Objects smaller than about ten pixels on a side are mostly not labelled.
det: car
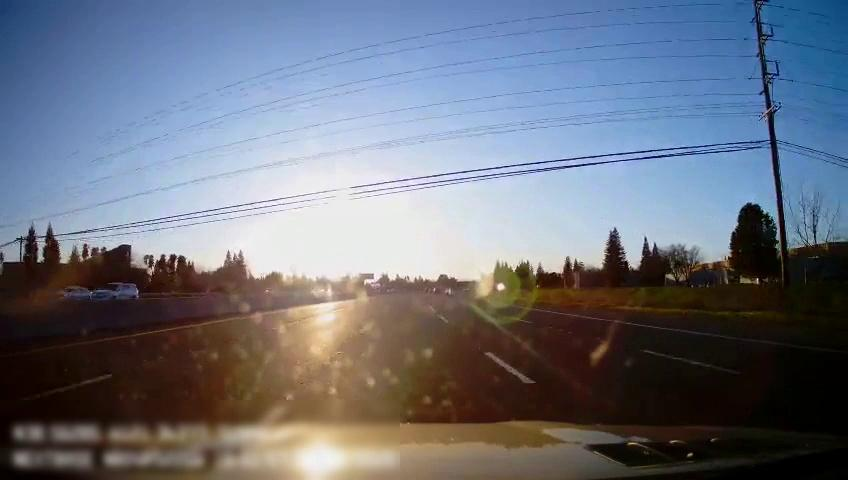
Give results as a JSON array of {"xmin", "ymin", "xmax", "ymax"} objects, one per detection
[{"xmin": 53, "ymin": 286, "xmax": 92, "ymax": 302}]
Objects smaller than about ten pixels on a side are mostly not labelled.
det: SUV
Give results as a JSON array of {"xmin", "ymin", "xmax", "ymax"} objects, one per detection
[{"xmin": 91, "ymin": 282, "xmax": 139, "ymax": 301}]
